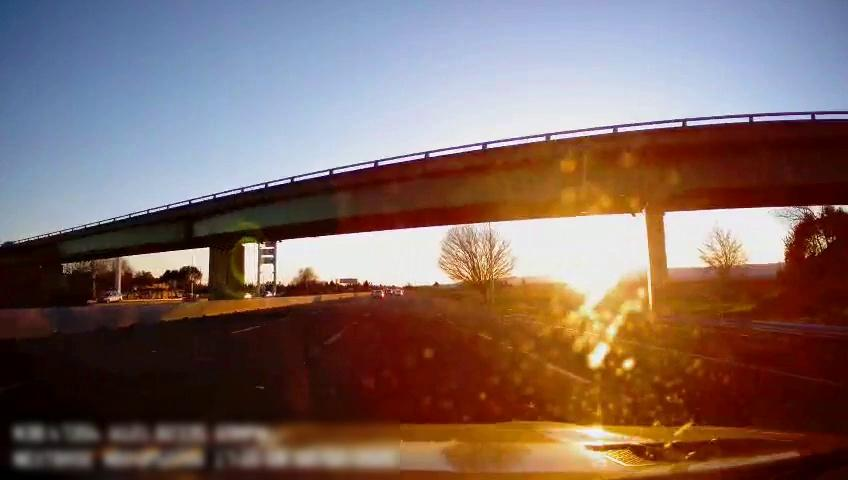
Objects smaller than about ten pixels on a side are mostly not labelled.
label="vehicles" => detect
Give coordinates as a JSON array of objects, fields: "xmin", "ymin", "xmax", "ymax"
[
  {"xmin": 371, "ymin": 289, "xmax": 384, "ymax": 299},
  {"xmin": 261, "ymin": 290, "xmax": 276, "ymax": 298},
  {"xmin": 96, "ymin": 290, "xmax": 120, "ymax": 304}
]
